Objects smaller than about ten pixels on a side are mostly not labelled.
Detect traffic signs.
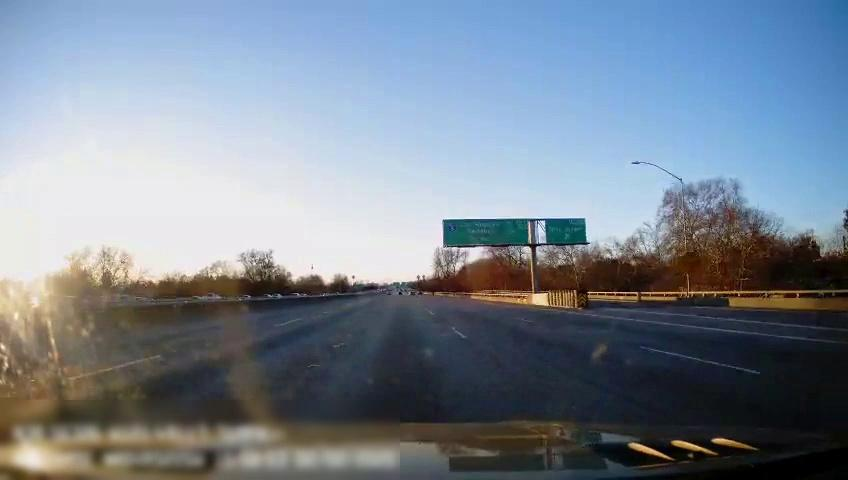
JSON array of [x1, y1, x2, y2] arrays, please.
[[545, 217, 588, 245], [441, 218, 529, 248]]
